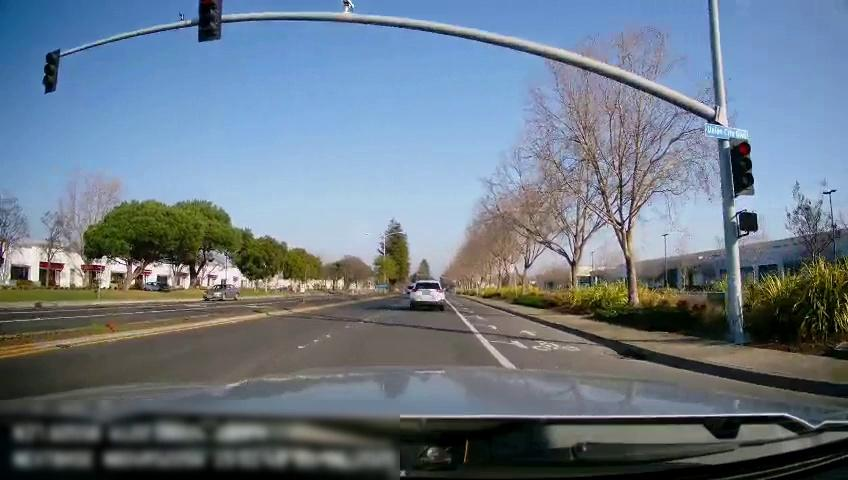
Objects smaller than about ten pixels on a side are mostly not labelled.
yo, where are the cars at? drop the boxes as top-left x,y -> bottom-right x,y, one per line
203,283 -> 241,303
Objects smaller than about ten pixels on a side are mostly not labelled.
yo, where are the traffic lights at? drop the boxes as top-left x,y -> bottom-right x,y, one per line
730,137 -> 757,199
41,46 -> 62,95
197,0 -> 224,44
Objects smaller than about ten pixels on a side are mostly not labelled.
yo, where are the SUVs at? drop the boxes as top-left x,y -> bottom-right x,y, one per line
406,279 -> 447,312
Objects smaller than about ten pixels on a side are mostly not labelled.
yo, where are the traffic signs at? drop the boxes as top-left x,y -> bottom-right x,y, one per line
703,123 -> 750,141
